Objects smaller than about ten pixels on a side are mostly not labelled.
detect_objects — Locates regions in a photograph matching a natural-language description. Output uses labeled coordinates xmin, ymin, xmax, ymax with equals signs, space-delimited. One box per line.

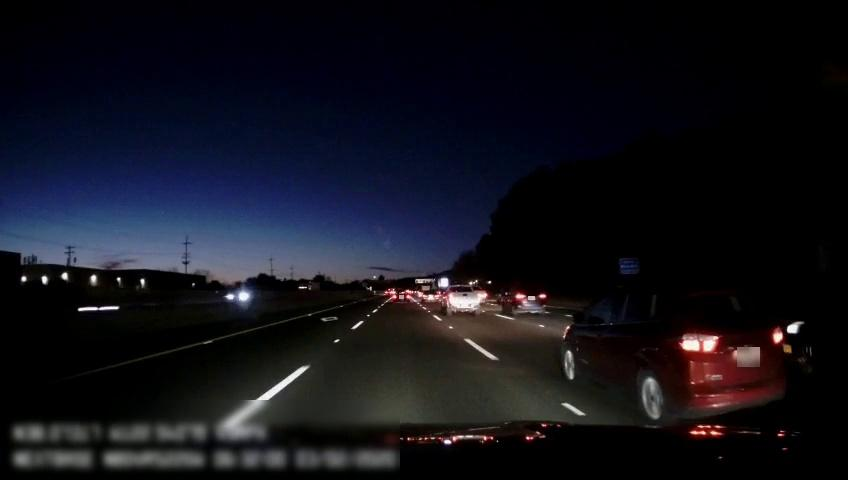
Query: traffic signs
xmin=415 ymin=278 xmax=426 ymax=284
xmin=619 ymin=258 xmax=638 ymax=275
xmin=425 ymin=278 xmax=436 ymax=284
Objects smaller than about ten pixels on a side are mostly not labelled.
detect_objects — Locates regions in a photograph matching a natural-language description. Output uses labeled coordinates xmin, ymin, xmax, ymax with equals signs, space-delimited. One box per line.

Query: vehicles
xmin=420 ymin=290 xmax=442 ymax=305
xmin=297 ymin=280 xmax=320 ymax=292
xmin=501 ymin=289 xmax=545 ymax=318
xmin=440 ymin=284 xmax=480 ymax=318
xmin=391 ymin=292 xmax=411 ymax=304
xmin=557 ymin=280 xmax=787 ymax=426
xmin=223 ymin=288 xmax=257 ymax=305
